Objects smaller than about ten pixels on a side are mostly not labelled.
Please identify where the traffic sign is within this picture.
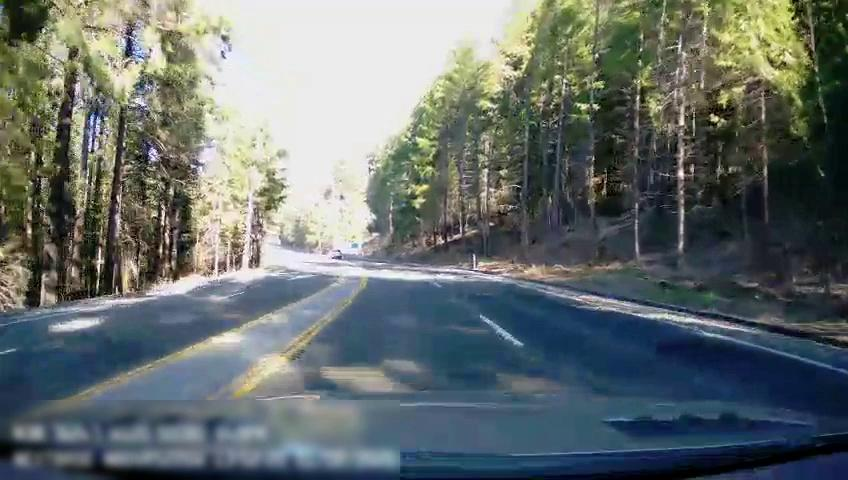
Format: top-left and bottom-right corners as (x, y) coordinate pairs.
(351, 238), (369, 249)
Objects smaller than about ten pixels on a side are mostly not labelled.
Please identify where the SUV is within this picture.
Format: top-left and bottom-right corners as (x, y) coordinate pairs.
(328, 248), (343, 260)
